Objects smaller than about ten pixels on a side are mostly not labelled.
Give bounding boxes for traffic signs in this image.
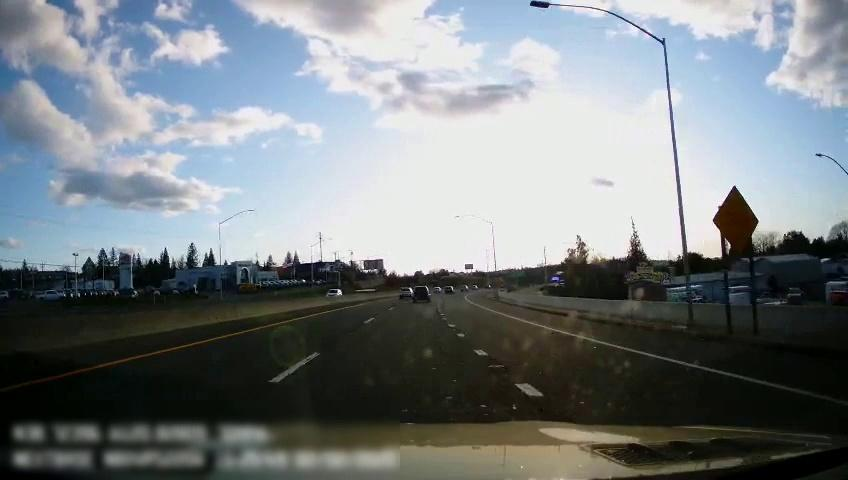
[711,184,760,253]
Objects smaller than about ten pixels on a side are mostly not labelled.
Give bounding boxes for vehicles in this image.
[326,289,343,297]
[398,287,414,300]
[444,285,455,295]
[412,286,430,302]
